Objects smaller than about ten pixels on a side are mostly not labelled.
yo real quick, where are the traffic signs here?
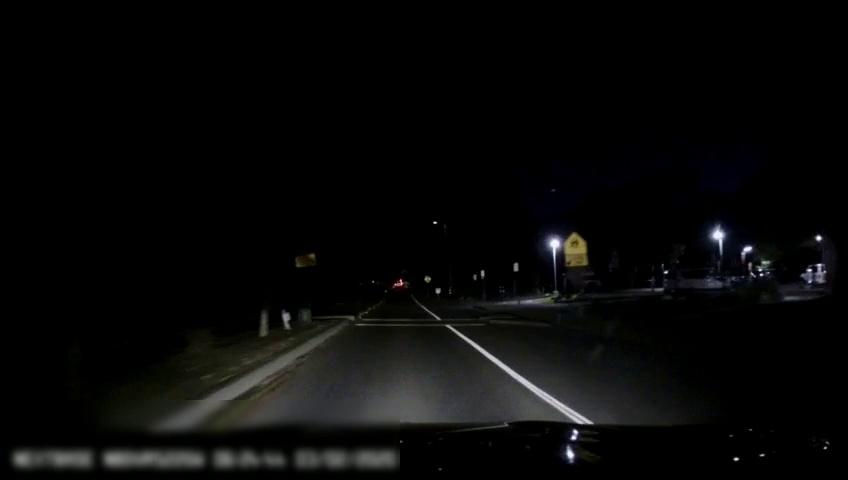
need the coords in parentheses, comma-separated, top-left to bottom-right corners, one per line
(565, 231, 588, 267)
(294, 250, 316, 270)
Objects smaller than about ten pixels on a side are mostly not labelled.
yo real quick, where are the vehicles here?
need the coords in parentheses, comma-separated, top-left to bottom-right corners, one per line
(663, 266, 732, 302)
(800, 262, 830, 288)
